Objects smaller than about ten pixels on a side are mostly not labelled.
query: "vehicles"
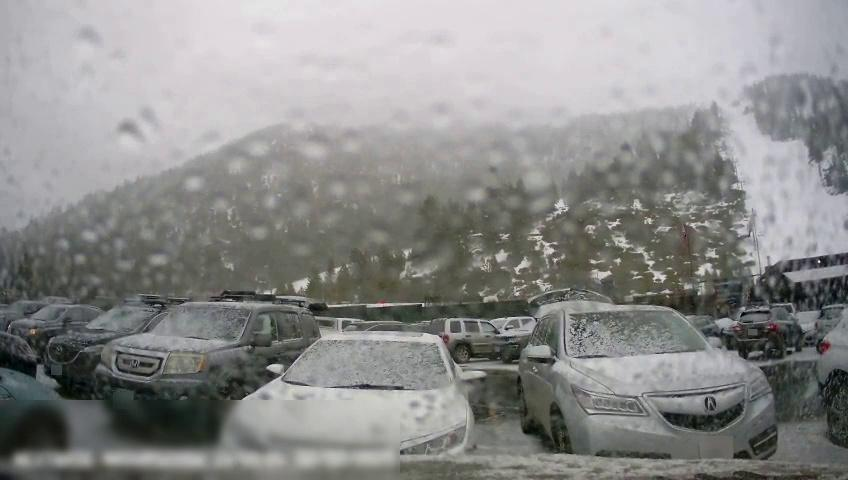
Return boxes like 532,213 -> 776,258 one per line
0,300 -> 51,333
43,306 -> 170,403
725,320 -> 740,351
217,331 -> 488,456
0,367 -> 72,460
489,316 -> 535,333
714,317 -> 737,328
7,304 -> 106,365
816,309 -> 848,449
814,303 -> 848,348
94,301 -> 321,447
500,301 -> 564,365
342,320 -> 421,333
424,317 -> 502,365
517,303 -> 779,462
0,331 -> 37,379
734,308 -> 804,360
795,310 -> 821,348
314,316 -> 364,332
683,315 -> 721,338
